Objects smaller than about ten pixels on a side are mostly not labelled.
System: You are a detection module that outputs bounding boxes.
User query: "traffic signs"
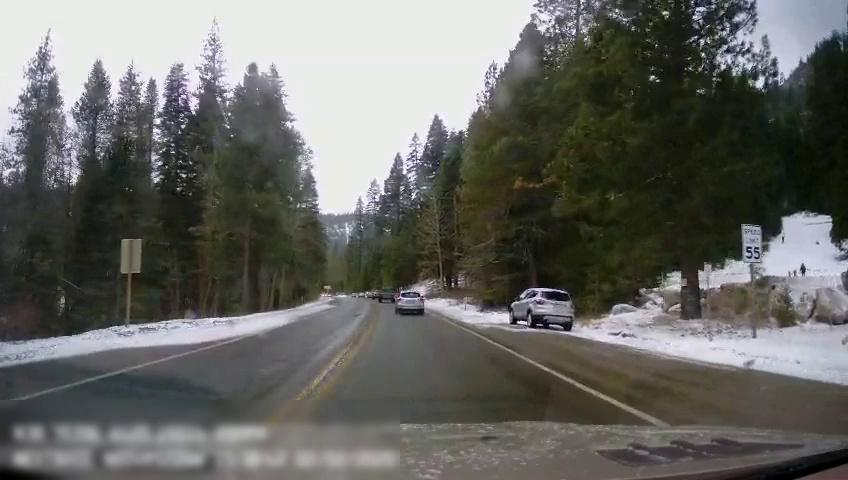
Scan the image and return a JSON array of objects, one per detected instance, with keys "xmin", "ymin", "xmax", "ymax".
[
  {"xmin": 704, "ymin": 264, "xmax": 712, "ymax": 275},
  {"xmin": 741, "ymin": 224, "xmax": 763, "ymax": 263}
]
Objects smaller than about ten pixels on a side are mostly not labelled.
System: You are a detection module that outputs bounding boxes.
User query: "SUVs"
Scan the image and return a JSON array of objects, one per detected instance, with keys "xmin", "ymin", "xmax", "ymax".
[
  {"xmin": 395, "ymin": 290, "xmax": 424, "ymax": 314},
  {"xmin": 509, "ymin": 288, "xmax": 574, "ymax": 331}
]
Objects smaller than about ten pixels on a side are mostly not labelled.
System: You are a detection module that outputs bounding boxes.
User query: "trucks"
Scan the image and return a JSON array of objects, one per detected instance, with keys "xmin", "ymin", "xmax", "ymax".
[{"xmin": 378, "ymin": 287, "xmax": 395, "ymax": 303}]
